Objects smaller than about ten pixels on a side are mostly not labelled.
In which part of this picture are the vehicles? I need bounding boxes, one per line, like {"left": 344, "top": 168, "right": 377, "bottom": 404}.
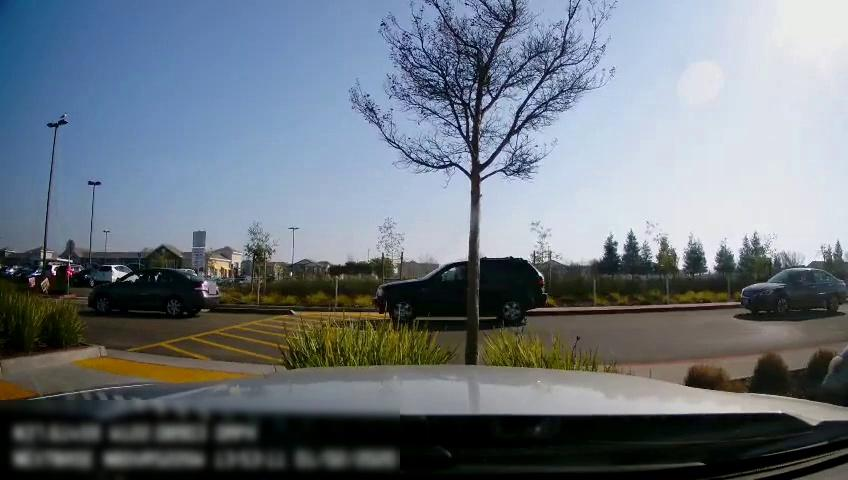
{"left": 87, "top": 265, "right": 225, "bottom": 319}
{"left": 739, "top": 266, "right": 848, "bottom": 318}
{"left": 374, "top": 255, "right": 549, "bottom": 326}
{"left": 817, "top": 347, "right": 848, "bottom": 395}
{"left": 94, "top": 264, "right": 133, "bottom": 284}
